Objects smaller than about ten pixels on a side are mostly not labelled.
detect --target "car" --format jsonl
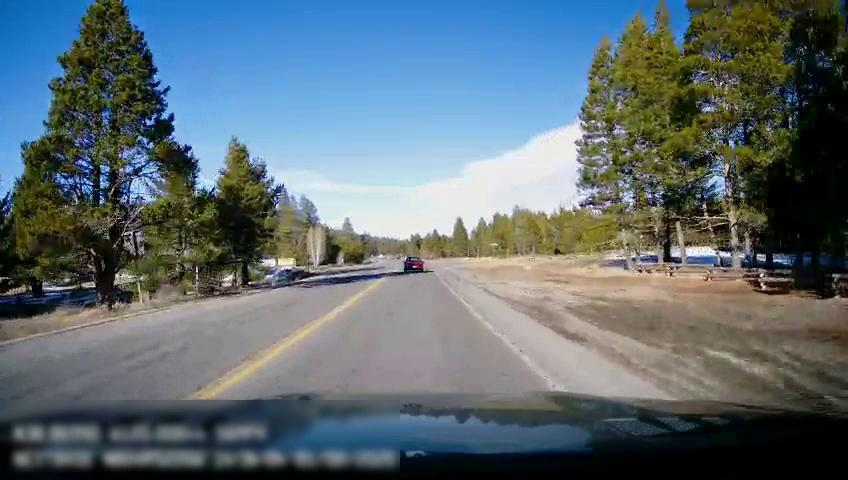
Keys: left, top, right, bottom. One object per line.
{"left": 403, "top": 255, "right": 424, "bottom": 274}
